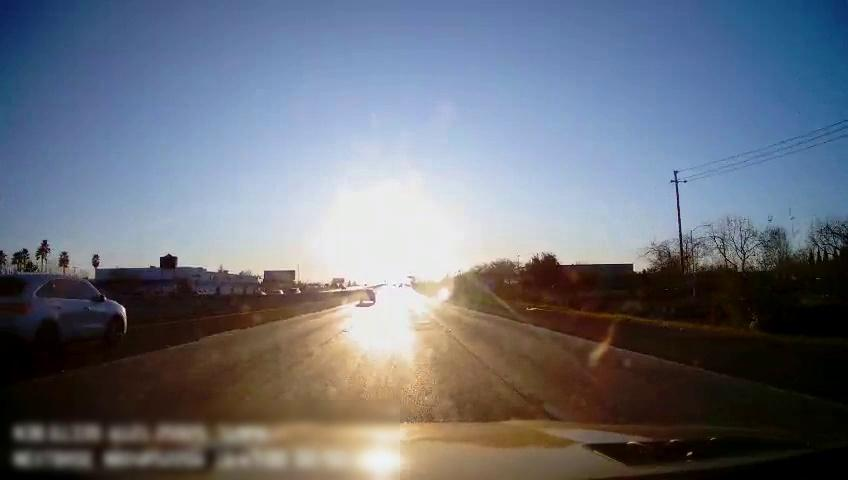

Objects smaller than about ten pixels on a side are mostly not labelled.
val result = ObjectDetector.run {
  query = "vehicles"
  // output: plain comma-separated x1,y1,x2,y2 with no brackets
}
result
269,289,284,296
287,288,302,294
358,288,376,304
0,274,127,359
